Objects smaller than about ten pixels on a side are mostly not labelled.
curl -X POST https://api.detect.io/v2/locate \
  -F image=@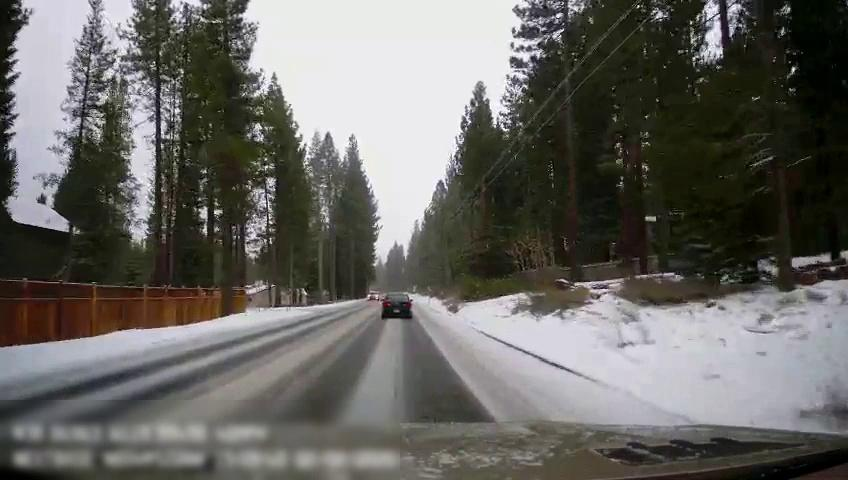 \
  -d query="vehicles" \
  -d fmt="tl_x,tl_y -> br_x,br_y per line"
381,292 -> 414,320
367,290 -> 380,302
